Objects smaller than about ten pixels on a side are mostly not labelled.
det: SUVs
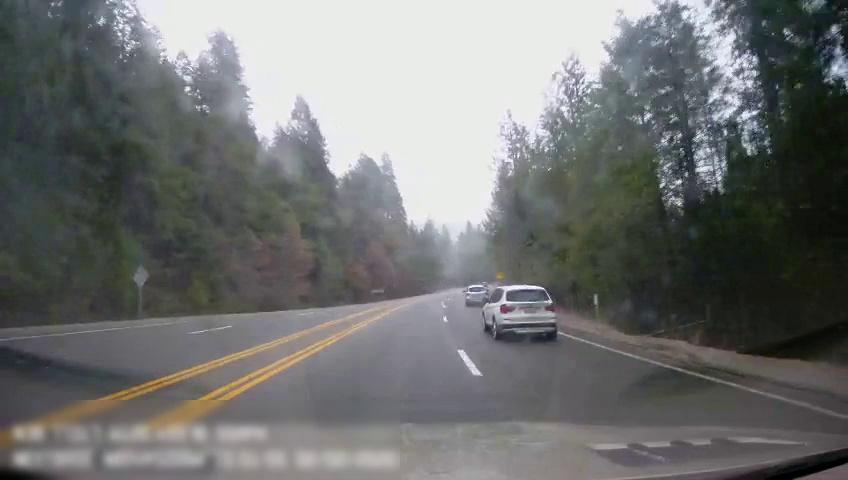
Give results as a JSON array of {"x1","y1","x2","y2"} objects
[
  {"x1": 462, "y1": 285, "x2": 490, "y2": 306},
  {"x1": 482, "y1": 285, "x2": 557, "y2": 341}
]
